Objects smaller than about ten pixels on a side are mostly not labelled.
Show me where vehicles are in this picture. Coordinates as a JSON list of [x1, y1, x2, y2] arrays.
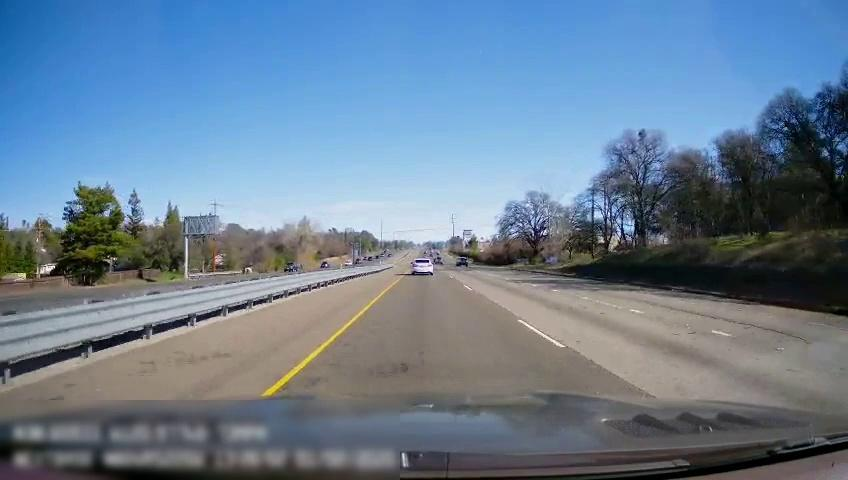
[[283, 262, 298, 272], [457, 257, 469, 267], [320, 260, 329, 269], [434, 256, 444, 265], [411, 257, 434, 276]]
